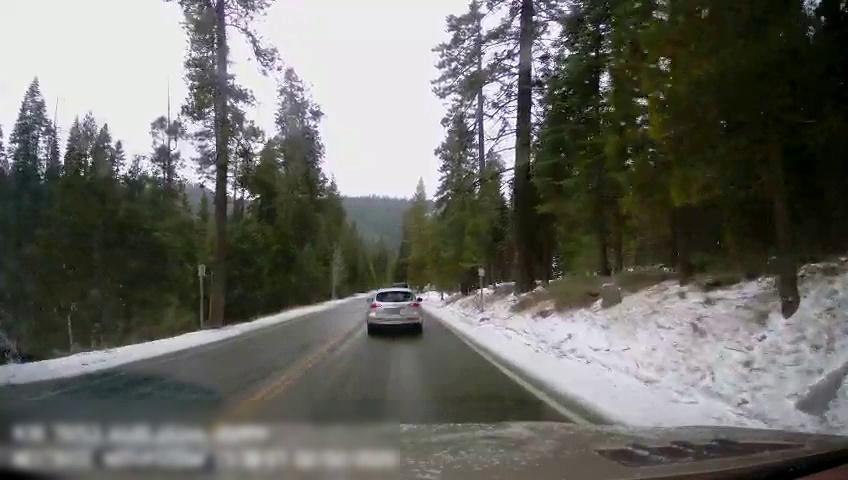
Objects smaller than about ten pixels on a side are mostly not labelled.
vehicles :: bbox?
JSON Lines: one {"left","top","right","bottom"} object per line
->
{"left": 391, "top": 284, "right": 410, "bottom": 289}
{"left": 367, "top": 288, "right": 423, "bottom": 335}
